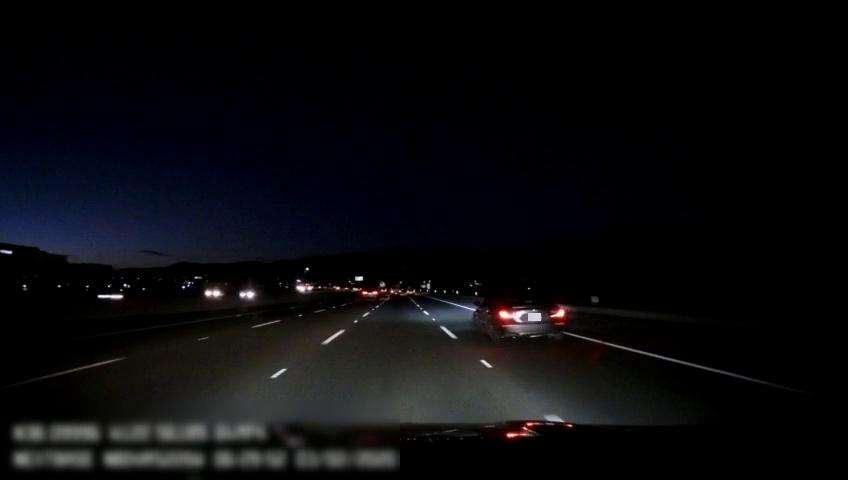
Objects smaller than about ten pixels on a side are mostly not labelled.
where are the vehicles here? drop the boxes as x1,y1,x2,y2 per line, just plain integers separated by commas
204,287,225,300
389,287,402,298
470,290,566,348
238,288,259,302
359,283,385,304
